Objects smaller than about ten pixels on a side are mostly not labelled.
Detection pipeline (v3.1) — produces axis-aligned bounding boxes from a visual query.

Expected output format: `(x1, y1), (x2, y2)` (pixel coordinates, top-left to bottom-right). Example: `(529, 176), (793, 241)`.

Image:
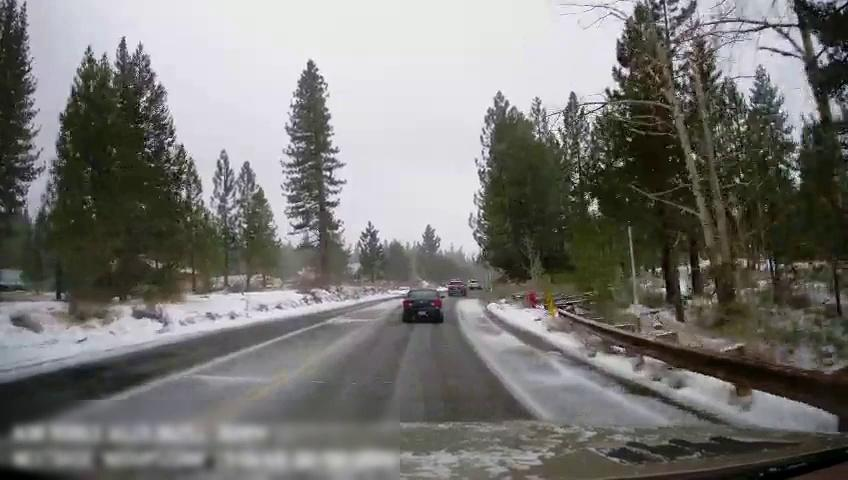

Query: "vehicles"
(469, 280), (481, 291)
(447, 280), (467, 297)
(402, 289), (446, 323)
